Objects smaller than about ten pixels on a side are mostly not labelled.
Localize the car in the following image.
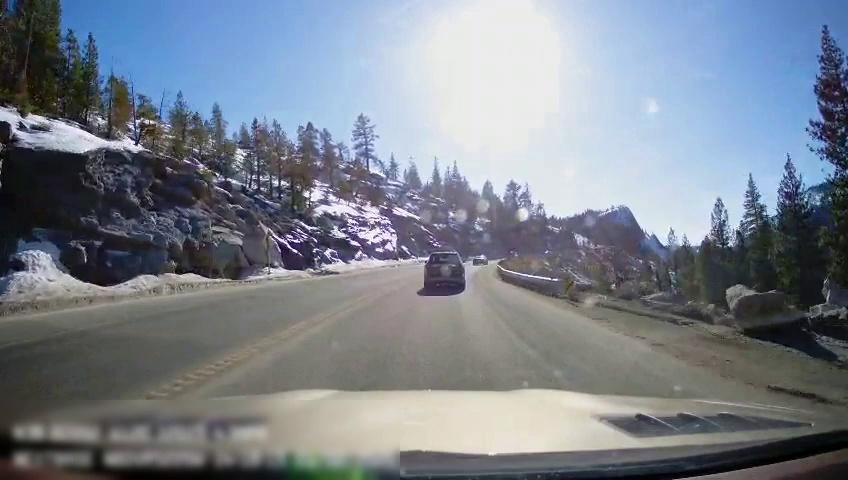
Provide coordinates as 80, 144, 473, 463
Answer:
472, 254, 489, 266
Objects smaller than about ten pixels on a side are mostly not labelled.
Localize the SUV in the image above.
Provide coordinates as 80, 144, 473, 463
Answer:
422, 249, 466, 293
